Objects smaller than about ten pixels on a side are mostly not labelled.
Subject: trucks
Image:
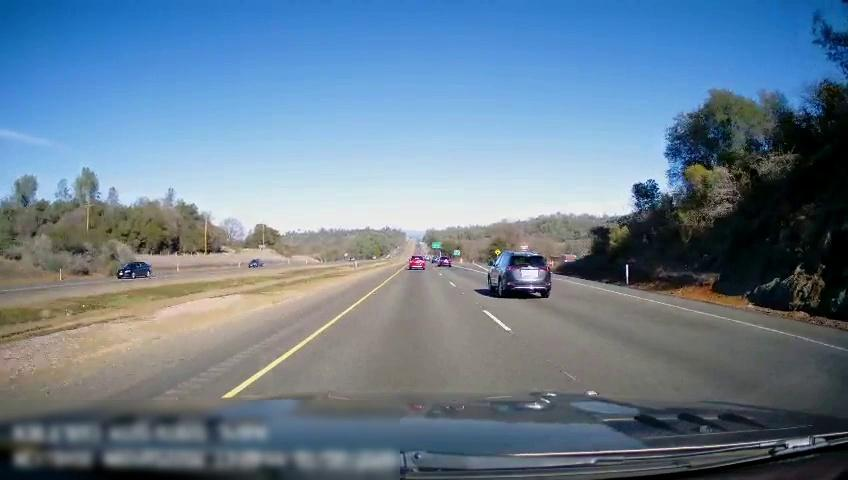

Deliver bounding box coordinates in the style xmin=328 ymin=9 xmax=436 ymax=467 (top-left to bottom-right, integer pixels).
xmin=247 ymin=258 xmax=264 ymax=269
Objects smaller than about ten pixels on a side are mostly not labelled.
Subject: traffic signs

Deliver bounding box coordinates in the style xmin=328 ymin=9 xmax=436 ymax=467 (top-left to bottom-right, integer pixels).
xmin=430 ymin=242 xmax=441 ymax=250
xmin=451 ymin=250 xmax=462 ymax=256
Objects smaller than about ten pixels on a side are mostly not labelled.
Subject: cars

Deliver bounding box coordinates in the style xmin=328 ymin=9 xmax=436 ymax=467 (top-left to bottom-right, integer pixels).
xmin=116 ymin=262 xmax=152 ymax=280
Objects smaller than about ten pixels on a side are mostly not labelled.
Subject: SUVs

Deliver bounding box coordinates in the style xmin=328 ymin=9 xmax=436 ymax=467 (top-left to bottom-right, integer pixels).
xmin=436 ymin=255 xmax=452 ymax=267
xmin=407 ymin=253 xmax=427 ymax=271
xmin=488 ymin=250 xmax=553 ymax=299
